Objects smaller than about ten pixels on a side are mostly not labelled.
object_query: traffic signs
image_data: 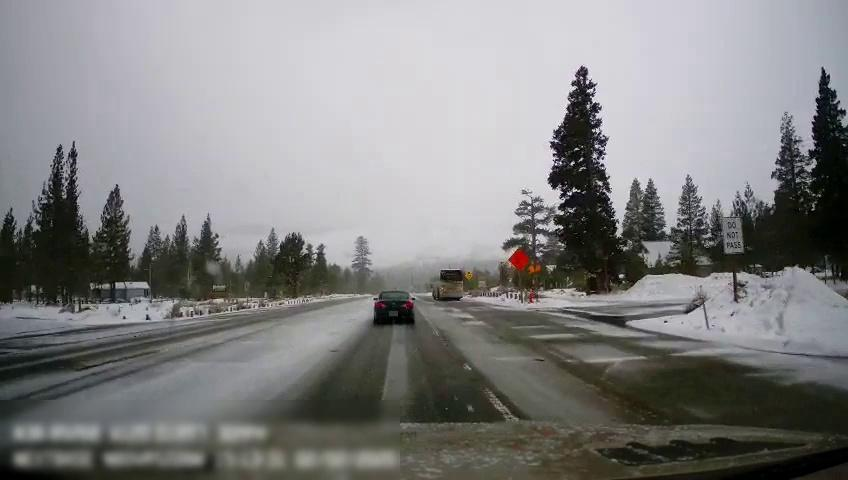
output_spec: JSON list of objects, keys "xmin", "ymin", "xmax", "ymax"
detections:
[
  {"xmin": 508, "ymin": 249, "xmax": 530, "ymax": 272},
  {"xmin": 722, "ymin": 216, "xmax": 744, "ymax": 254}
]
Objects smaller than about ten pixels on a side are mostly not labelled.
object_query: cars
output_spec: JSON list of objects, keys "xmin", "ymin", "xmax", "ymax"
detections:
[{"xmin": 372, "ymin": 290, "xmax": 416, "ymax": 325}]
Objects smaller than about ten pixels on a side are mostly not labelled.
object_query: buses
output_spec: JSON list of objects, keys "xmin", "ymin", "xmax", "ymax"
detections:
[{"xmin": 432, "ymin": 269, "xmax": 463, "ymax": 301}]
